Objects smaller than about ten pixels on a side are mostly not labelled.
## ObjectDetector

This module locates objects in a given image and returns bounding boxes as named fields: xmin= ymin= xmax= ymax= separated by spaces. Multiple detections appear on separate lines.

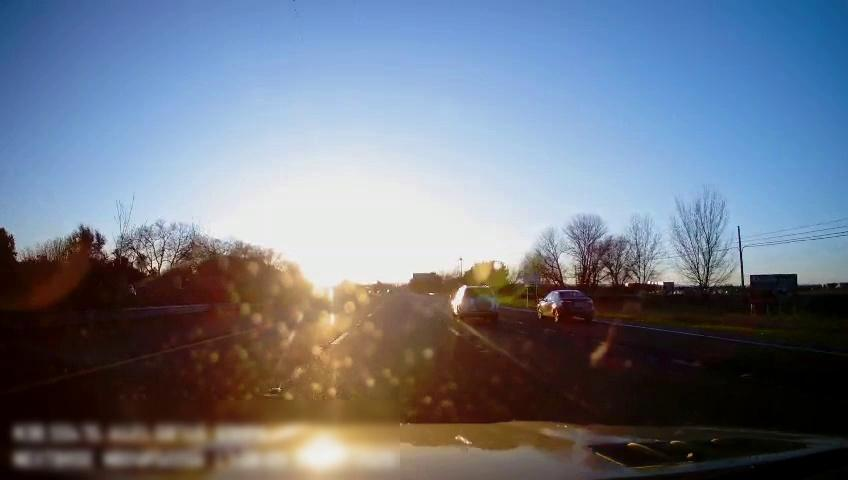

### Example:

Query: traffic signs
xmin=413 ymin=274 xmax=435 ymax=284
xmin=523 ymin=272 xmax=540 ymax=286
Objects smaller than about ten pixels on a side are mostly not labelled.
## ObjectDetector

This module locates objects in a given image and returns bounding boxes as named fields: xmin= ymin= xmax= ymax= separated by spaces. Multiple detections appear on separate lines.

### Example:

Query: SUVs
xmin=449 ymin=284 xmax=499 ymax=326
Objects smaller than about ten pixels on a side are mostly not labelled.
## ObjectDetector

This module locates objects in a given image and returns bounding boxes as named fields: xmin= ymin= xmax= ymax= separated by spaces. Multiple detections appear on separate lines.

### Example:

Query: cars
xmin=537 ymin=289 xmax=594 ymax=323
